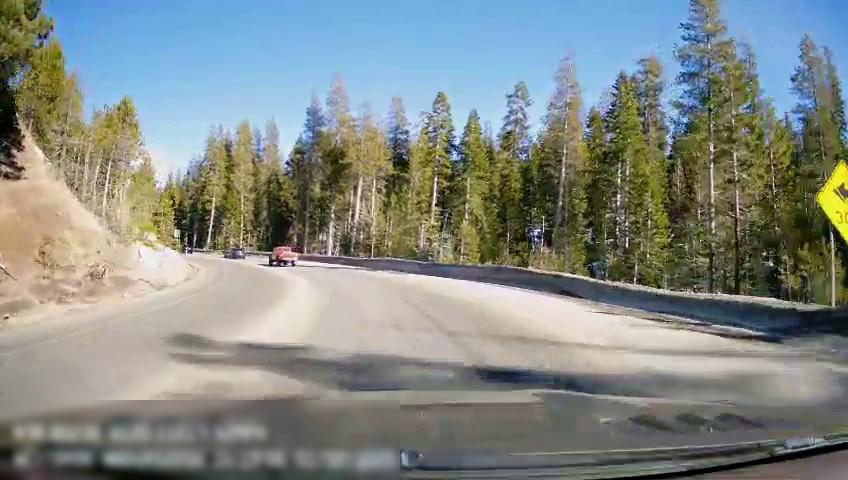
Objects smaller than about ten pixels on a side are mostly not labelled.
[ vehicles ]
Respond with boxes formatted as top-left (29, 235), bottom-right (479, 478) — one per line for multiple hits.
top-left (267, 246), bottom-right (299, 266)
top-left (182, 246), bottom-right (194, 255)
top-left (223, 246), bottom-right (245, 259)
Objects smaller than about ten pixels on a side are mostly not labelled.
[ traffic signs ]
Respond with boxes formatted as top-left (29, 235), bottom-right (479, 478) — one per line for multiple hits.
top-left (813, 157), bottom-right (848, 248)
